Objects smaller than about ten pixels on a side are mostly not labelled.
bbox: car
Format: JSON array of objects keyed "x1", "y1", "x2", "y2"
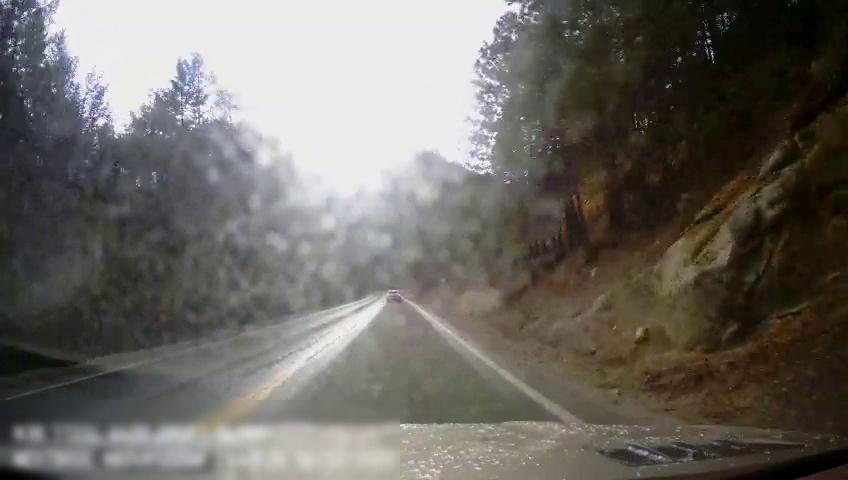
[{"x1": 386, "y1": 289, "x2": 401, "y2": 303}]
